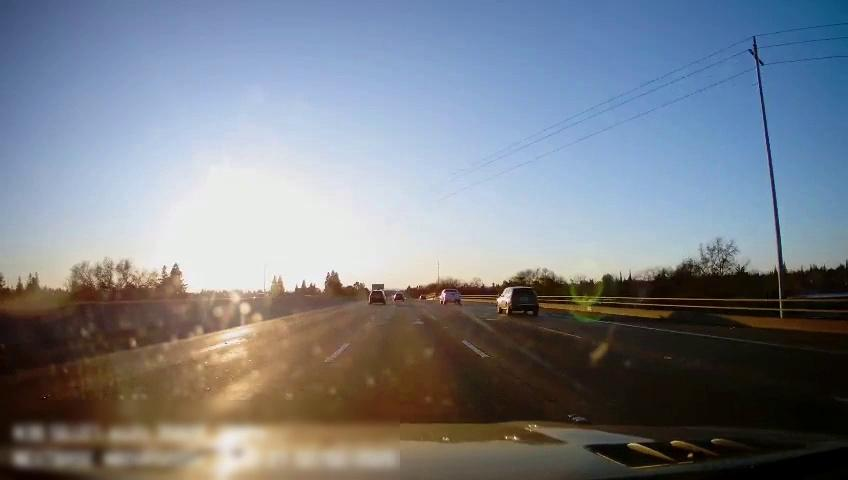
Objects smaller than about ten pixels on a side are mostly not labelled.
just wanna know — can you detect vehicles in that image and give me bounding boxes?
[252,292,270,299]
[496,287,540,316]
[393,293,405,302]
[368,289,387,305]
[439,288,461,305]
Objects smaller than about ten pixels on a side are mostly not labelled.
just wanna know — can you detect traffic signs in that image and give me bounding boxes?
[371,283,385,291]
